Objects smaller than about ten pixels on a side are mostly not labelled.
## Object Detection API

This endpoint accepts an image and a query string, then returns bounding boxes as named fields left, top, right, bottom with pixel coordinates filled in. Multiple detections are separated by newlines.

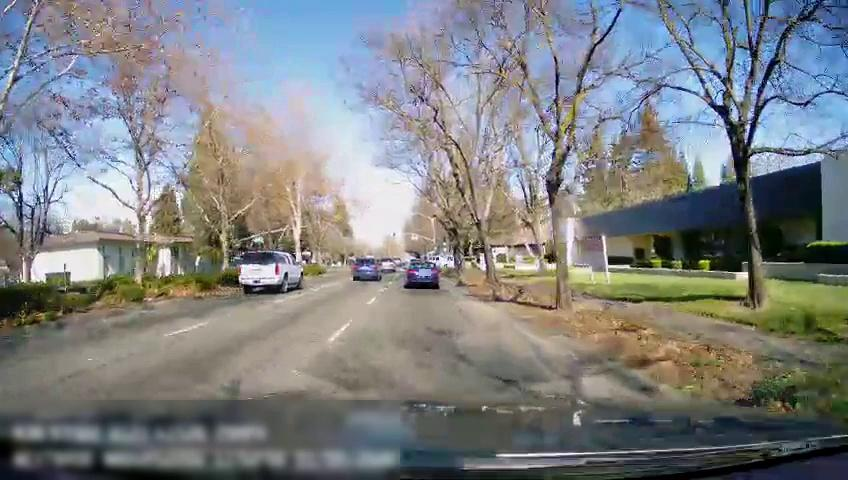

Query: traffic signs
left=252, top=236, right=264, bottom=243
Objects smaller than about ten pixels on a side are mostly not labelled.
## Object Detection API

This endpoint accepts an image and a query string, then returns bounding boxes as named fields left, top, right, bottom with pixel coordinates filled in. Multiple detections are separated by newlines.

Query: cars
left=351, top=255, right=383, bottom=282
left=406, top=261, right=441, bottom=290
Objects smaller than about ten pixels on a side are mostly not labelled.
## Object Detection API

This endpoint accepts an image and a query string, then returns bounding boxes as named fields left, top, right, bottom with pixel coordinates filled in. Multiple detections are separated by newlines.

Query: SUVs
left=379, top=256, right=397, bottom=272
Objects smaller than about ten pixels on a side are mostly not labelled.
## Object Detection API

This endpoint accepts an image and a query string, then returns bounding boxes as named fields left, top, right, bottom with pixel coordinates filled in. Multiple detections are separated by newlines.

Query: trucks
left=237, top=248, right=306, bottom=296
